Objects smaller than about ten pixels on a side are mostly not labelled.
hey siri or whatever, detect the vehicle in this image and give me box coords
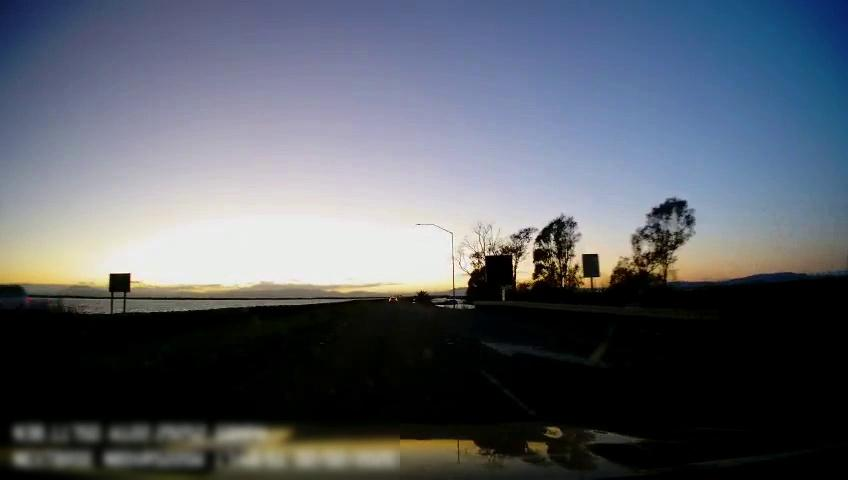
[388,296,399,304]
